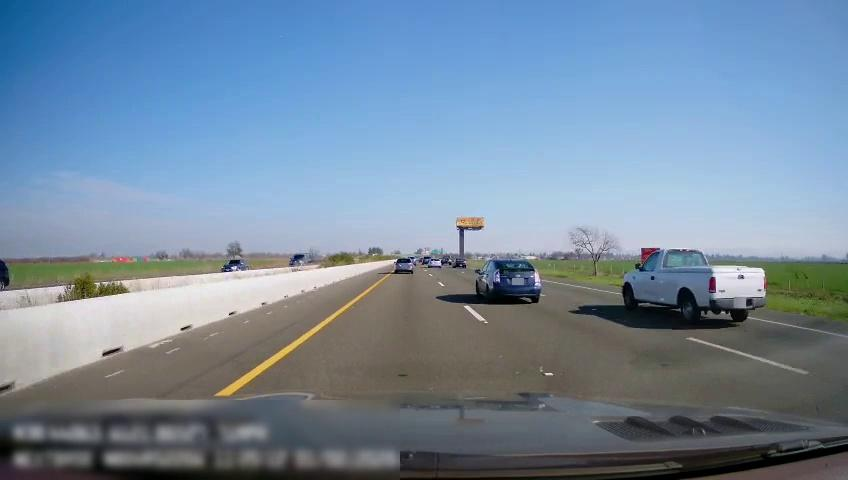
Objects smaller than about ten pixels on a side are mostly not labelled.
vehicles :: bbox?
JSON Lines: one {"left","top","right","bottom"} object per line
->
{"left": 474, "top": 259, "right": 541, "bottom": 304}
{"left": 220, "top": 258, "right": 249, "bottom": 273}
{"left": 451, "top": 257, "right": 468, "bottom": 269}
{"left": 427, "top": 256, "right": 442, "bottom": 268}
{"left": 622, "top": 248, "right": 768, "bottom": 326}
{"left": 0, "top": 259, "right": 10, "bottom": 290}
{"left": 288, "top": 253, "right": 313, "bottom": 268}
{"left": 393, "top": 257, "right": 414, "bottom": 275}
